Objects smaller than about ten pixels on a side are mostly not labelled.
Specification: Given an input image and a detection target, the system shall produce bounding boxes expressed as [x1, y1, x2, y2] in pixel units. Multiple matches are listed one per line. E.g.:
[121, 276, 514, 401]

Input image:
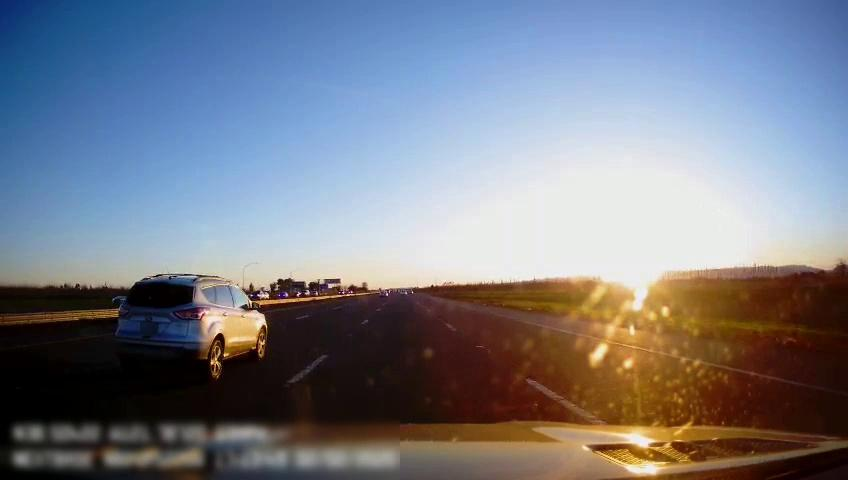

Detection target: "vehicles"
[299, 290, 311, 298]
[277, 291, 289, 299]
[250, 290, 265, 301]
[112, 292, 128, 305]
[111, 273, 269, 384]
